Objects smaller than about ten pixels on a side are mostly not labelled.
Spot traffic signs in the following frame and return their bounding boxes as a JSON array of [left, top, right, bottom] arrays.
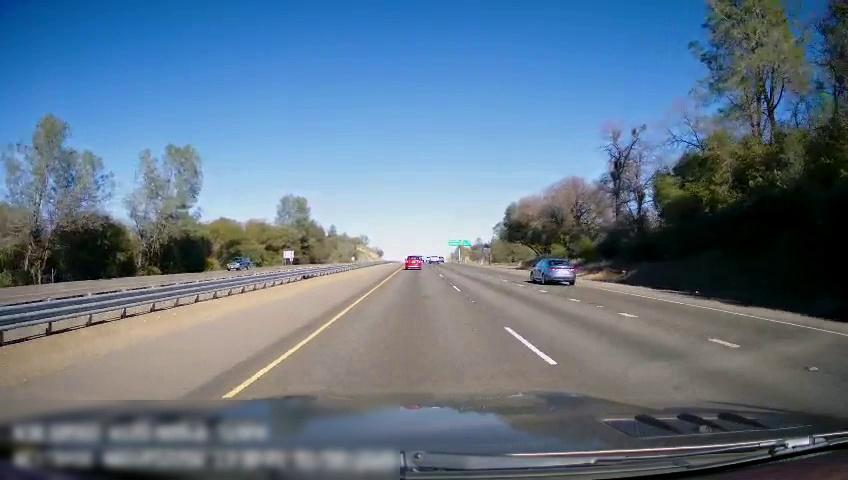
[[448, 239, 473, 247]]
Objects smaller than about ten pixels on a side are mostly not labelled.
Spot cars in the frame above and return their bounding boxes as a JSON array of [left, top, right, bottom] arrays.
[[405, 255, 424, 270], [530, 258, 576, 285], [225, 256, 253, 272]]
